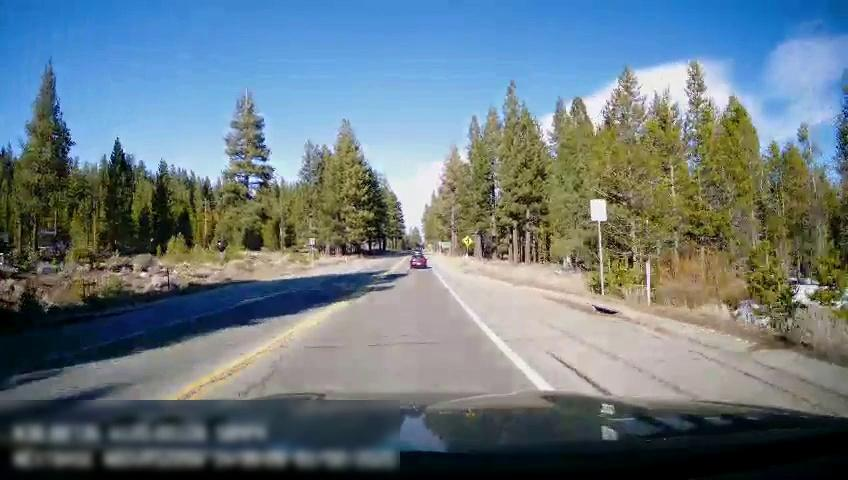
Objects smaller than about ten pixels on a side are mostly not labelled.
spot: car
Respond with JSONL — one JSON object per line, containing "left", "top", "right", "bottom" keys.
{"left": 409, "top": 253, "right": 428, "bottom": 269}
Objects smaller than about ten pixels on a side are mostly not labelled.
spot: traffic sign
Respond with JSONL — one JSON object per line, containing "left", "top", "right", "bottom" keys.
{"left": 590, "top": 199, "right": 608, "bottom": 222}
